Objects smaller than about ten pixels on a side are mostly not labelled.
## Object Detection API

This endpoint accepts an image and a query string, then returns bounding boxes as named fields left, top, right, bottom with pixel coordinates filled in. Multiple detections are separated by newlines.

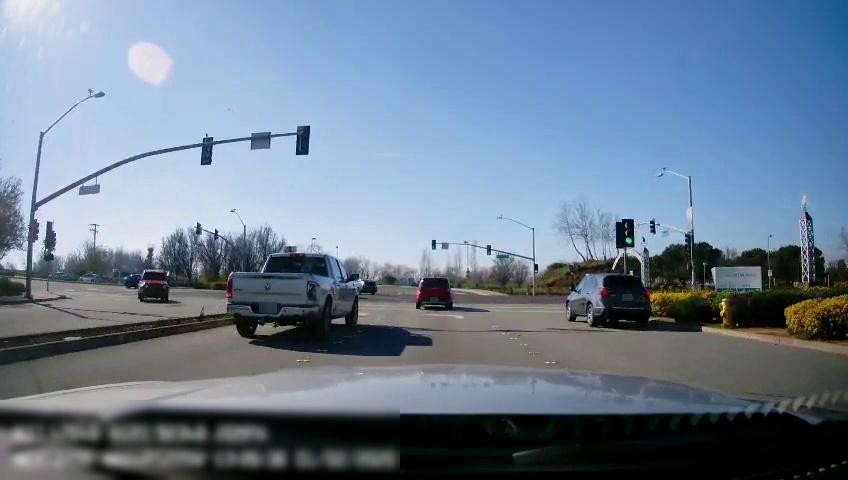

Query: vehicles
left=79, top=273, right=102, bottom=283
left=226, top=252, right=360, bottom=339
left=47, top=271, right=68, bottom=281
left=123, top=273, right=146, bottom=289
left=355, top=278, right=378, bottom=296
left=415, top=277, right=453, bottom=310
left=565, top=273, right=652, bottom=329
left=136, top=270, right=170, bottom=303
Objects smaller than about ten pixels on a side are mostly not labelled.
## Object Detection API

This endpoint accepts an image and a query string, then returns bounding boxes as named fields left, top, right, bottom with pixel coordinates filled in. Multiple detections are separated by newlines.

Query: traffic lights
left=44, top=230, right=58, bottom=251
left=195, top=221, right=202, bottom=235
left=200, top=136, right=214, bottom=166
left=569, top=264, right=575, bottom=275
left=214, top=228, right=219, bottom=241
left=621, top=218, right=635, bottom=248
left=649, top=218, right=656, bottom=235
left=533, top=263, right=539, bottom=274
left=684, top=232, right=695, bottom=259
left=295, top=125, right=310, bottom=156
left=486, top=244, right=492, bottom=256
left=44, top=253, right=55, bottom=262
left=615, top=222, right=624, bottom=249
left=431, top=239, right=437, bottom=250
left=29, top=218, right=40, bottom=243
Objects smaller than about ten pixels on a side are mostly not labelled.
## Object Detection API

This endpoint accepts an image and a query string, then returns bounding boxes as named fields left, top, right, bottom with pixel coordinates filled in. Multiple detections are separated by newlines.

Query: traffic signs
left=496, top=254, right=510, bottom=259
left=78, top=183, right=101, bottom=196
left=250, top=131, right=272, bottom=151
